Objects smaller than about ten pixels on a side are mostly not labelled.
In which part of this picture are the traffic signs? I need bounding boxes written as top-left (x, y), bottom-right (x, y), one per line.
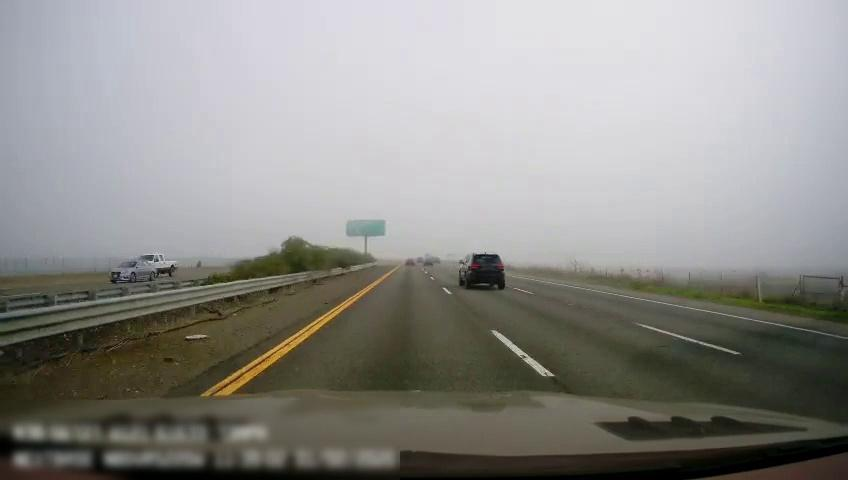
top-left (345, 218), bottom-right (387, 237)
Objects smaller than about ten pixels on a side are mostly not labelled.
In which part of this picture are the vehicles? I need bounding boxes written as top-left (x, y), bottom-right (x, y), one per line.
top-left (456, 251), bottom-right (507, 290)
top-left (404, 258), bottom-right (416, 266)
top-left (139, 253), bottom-right (178, 278)
top-left (109, 258), bottom-right (158, 283)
